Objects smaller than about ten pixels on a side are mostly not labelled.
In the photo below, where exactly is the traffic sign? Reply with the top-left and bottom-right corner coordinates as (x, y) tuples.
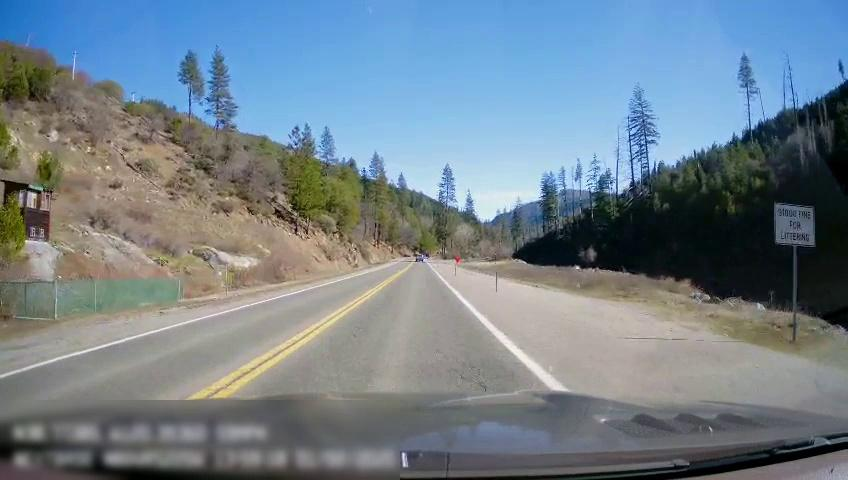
(773, 203), (816, 248)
